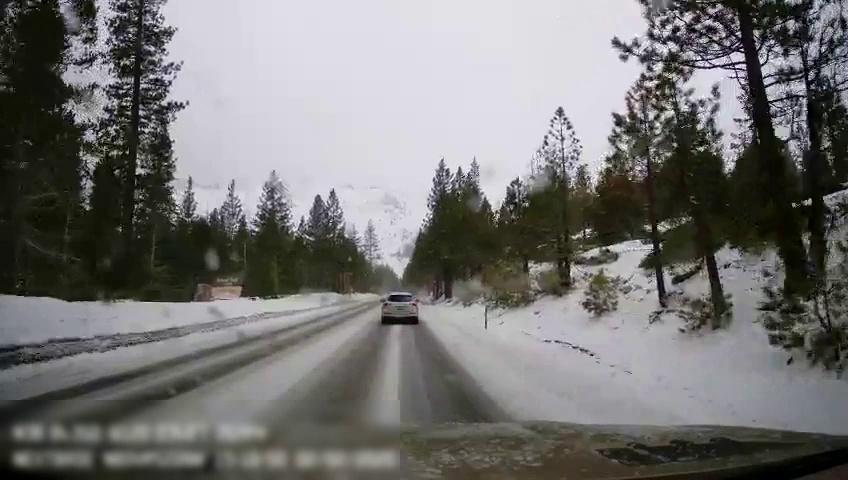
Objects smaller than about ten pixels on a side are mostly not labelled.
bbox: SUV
[379,292,419,325]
